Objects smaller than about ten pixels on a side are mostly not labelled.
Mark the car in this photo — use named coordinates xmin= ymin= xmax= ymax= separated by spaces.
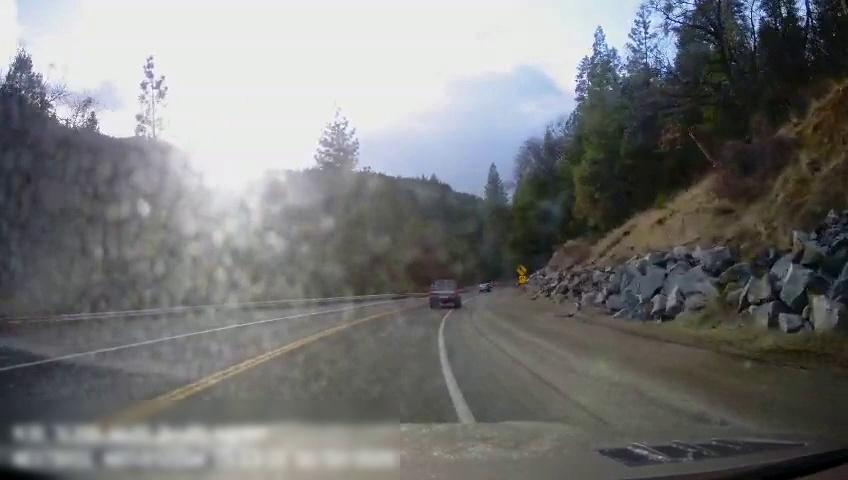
xmin=478 ymin=282 xmax=491 ymax=293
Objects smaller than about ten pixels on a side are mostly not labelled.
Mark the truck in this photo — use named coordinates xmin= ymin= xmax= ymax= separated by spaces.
xmin=429 ymin=280 xmax=462 ymax=309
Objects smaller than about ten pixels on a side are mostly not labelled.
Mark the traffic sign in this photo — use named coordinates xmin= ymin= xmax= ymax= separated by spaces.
xmin=516 ymin=265 xmax=527 ymax=276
